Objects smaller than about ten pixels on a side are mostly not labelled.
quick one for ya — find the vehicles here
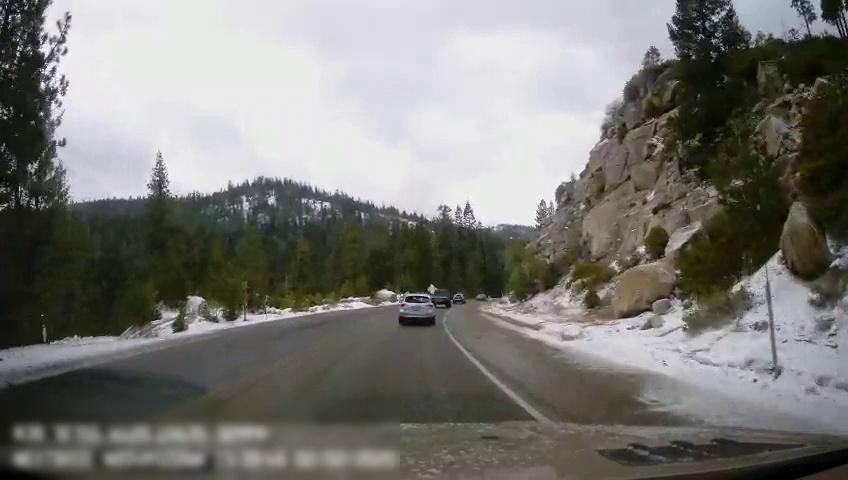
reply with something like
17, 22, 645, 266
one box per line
399, 293, 436, 325
475, 294, 487, 301
452, 294, 466, 304
431, 289, 451, 308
